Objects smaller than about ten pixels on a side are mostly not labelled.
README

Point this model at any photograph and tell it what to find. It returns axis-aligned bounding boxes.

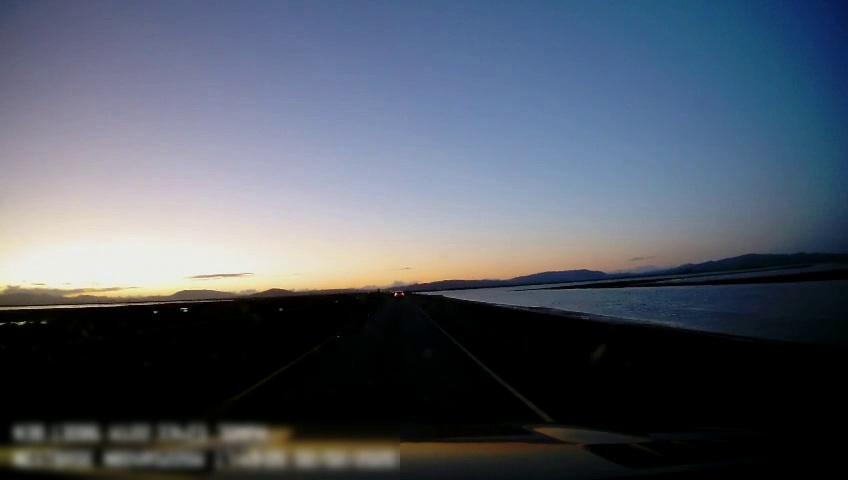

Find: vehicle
[393,290,405,299]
